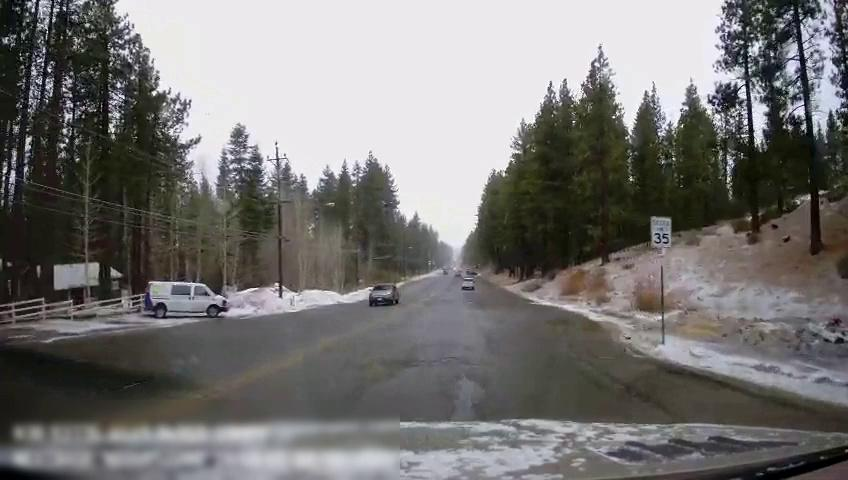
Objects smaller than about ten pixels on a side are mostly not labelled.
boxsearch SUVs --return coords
[368,283,400,308]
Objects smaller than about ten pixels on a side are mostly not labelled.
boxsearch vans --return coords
[144,281,230,319]
[461,277,477,292]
